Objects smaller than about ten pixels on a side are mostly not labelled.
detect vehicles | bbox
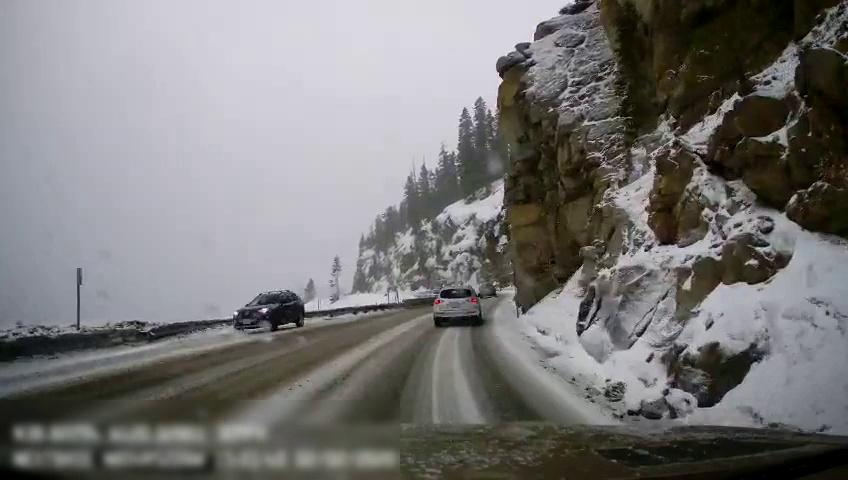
[232,291,305,334]
[479,282,497,297]
[433,285,484,328]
